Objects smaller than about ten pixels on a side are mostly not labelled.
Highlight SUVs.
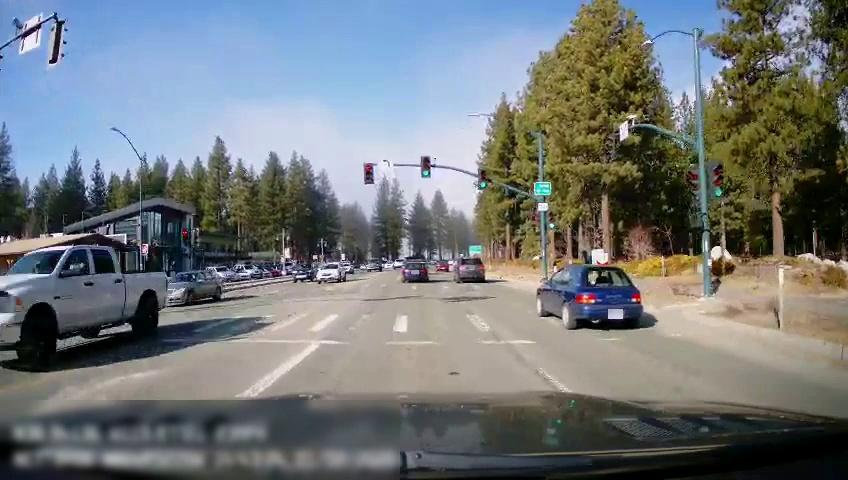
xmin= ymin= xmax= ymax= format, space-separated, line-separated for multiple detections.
xmin=392 ymin=259 xmax=404 ymax=269
xmin=238 ymin=264 xmax=264 ymax=280
xmin=455 ymin=257 xmax=486 ymax=284
xmin=206 ymin=265 xmax=240 ymax=283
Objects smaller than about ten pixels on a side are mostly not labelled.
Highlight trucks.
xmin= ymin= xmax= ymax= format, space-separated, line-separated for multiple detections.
xmin=366 ymin=260 xmax=382 ymax=273
xmin=0 ymin=246 xmax=169 ymax=368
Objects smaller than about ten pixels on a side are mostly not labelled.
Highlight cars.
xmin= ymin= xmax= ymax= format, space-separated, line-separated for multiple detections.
xmin=228 ymin=267 xmax=249 ymax=281
xmin=317 ymin=263 xmax=346 ymax=284
xmin=400 ymin=258 xmax=430 ymax=283
xmin=167 ymin=270 xmax=225 ymax=306
xmin=437 ymin=262 xmax=450 ymax=273
xmin=340 ymin=263 xmax=354 ymax=274
xmin=293 ymin=265 xmax=315 ymax=283
xmin=536 ymin=263 xmax=643 ymax=331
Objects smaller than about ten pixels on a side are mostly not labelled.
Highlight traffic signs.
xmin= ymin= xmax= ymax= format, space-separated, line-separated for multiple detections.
xmin=533 ymin=181 xmax=552 ymax=198
xmin=617 ymin=120 xmax=631 ymax=143
xmin=378 ymin=159 xmax=394 ymax=172
xmin=469 ymin=245 xmax=482 ymax=254
xmin=537 ymin=203 xmax=549 ymax=212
